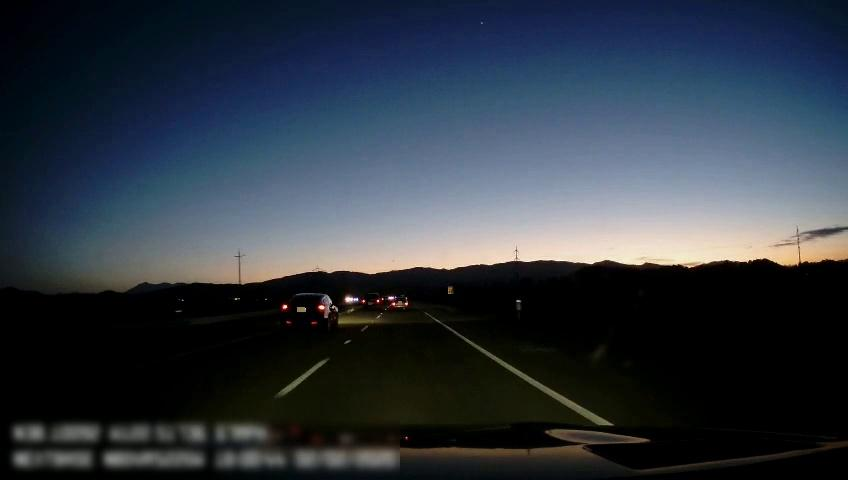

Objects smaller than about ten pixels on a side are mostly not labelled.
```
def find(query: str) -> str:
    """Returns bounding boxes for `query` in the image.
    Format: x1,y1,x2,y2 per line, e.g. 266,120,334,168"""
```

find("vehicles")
390,296,409,310
362,293,382,309
280,293,338,332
